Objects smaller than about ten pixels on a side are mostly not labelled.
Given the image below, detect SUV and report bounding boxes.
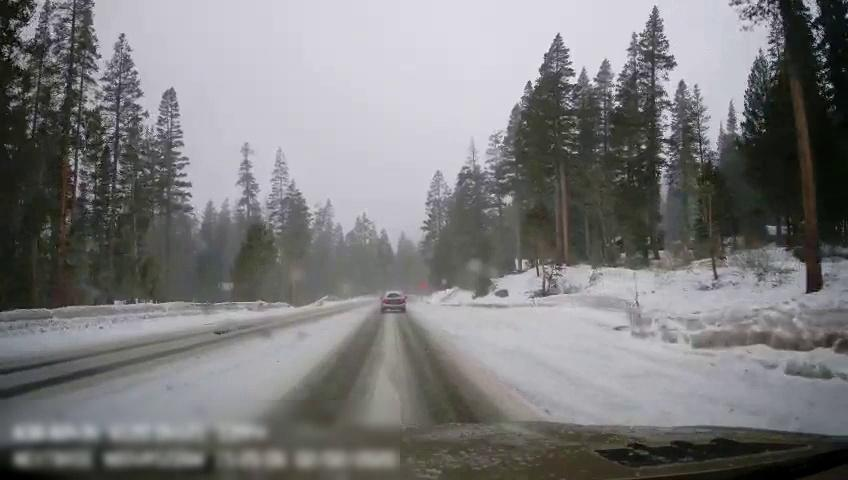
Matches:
[379,290,409,314]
